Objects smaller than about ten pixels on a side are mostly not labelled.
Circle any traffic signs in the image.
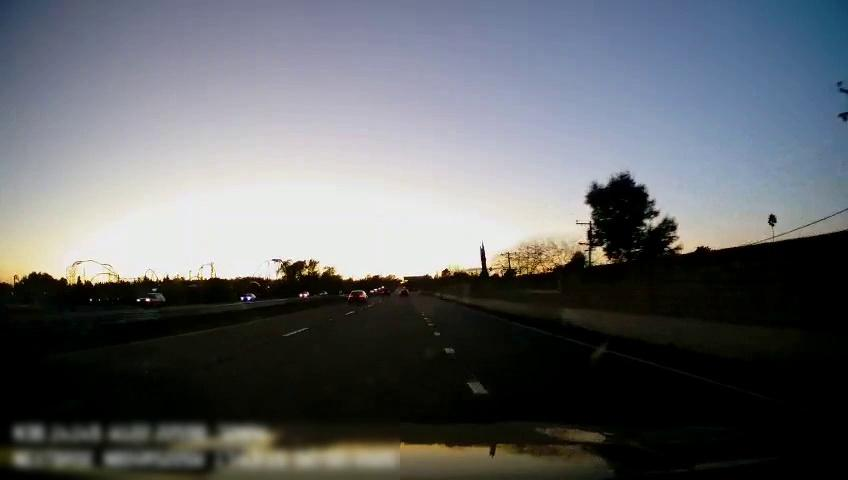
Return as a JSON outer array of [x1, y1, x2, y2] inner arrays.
[[404, 276, 420, 280]]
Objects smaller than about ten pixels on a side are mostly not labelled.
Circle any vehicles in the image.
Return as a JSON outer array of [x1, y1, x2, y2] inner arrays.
[[399, 288, 410, 298], [348, 290, 370, 307], [299, 290, 311, 298], [240, 293, 256, 302], [135, 292, 166, 306]]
